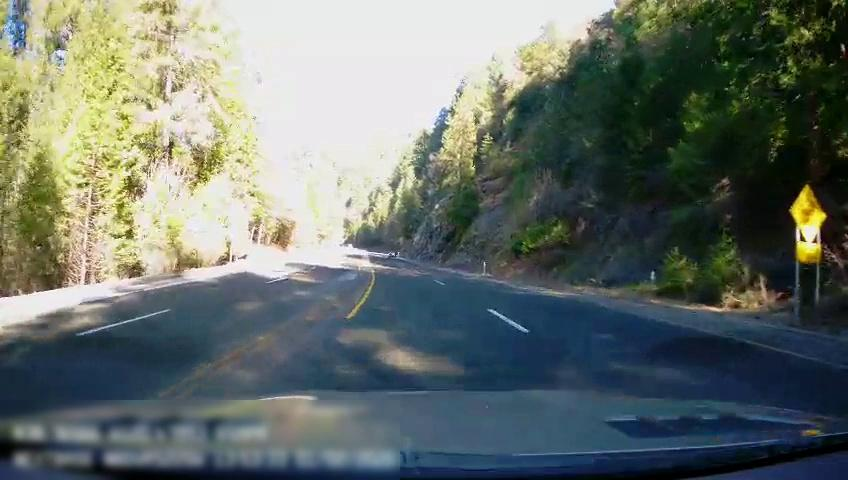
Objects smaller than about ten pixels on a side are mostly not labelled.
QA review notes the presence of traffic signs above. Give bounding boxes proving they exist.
[788,183,827,245]
[796,241,822,264]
